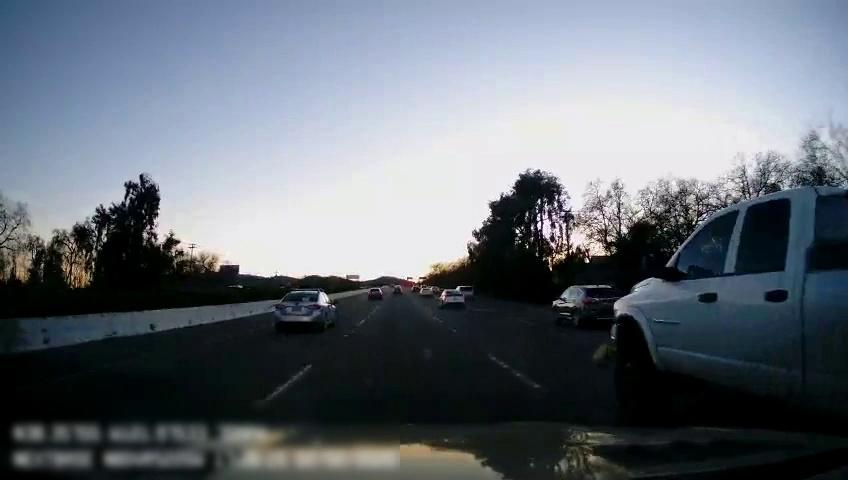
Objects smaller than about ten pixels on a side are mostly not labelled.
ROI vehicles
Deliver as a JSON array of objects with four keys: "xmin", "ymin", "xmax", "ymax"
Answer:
[
  {"xmin": 440, "ymin": 289, "xmax": 465, "ymax": 308},
  {"xmin": 421, "ymin": 287, "xmax": 434, "ymax": 298},
  {"xmin": 608, "ymin": 184, "xmax": 848, "ymax": 438},
  {"xmin": 551, "ymin": 284, "xmax": 621, "ymax": 329},
  {"xmin": 455, "ymin": 285, "xmax": 473, "ymax": 300},
  {"xmin": 275, "ymin": 291, "xmax": 339, "ymax": 333},
  {"xmin": 393, "ymin": 288, "xmax": 404, "ymax": 296},
  {"xmin": 367, "ymin": 287, "xmax": 384, "ymax": 301}
]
